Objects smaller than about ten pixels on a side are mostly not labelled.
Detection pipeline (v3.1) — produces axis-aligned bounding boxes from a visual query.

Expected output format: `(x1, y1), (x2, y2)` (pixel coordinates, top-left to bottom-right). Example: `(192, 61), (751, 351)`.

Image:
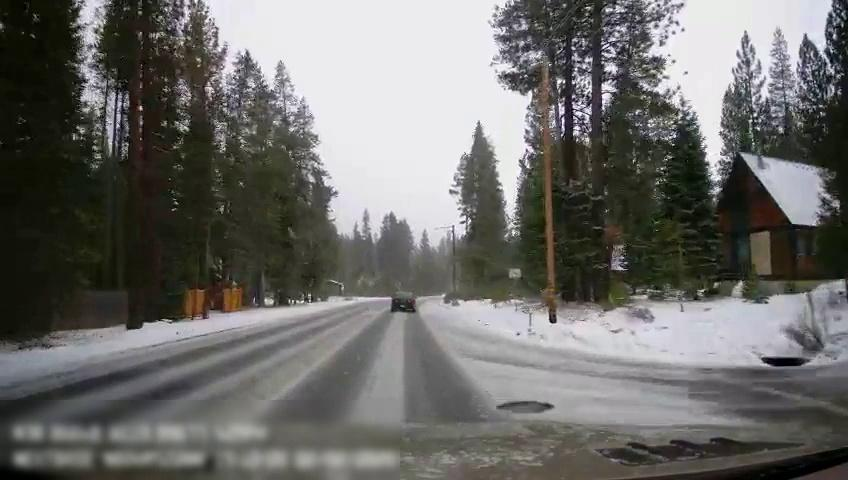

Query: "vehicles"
(390, 291), (418, 313)
(301, 291), (315, 301)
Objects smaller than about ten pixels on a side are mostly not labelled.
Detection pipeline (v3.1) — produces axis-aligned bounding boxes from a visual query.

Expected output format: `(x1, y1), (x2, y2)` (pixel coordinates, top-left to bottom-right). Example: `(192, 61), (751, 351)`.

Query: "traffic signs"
(508, 268), (521, 278)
